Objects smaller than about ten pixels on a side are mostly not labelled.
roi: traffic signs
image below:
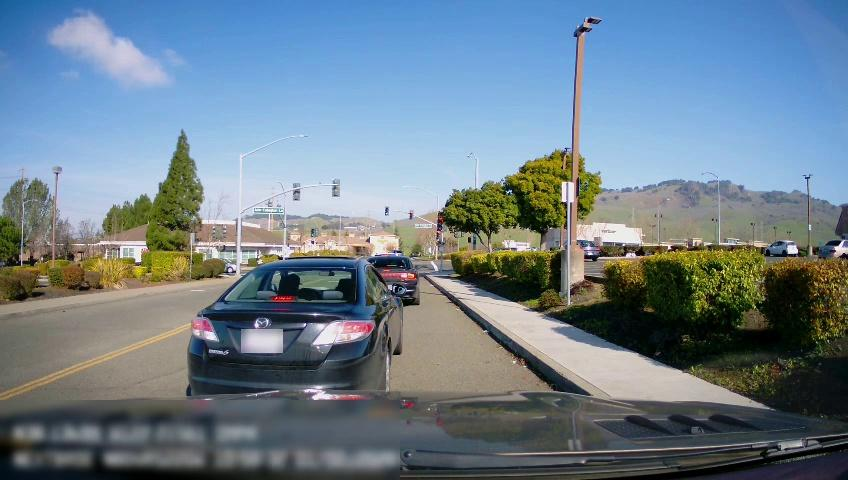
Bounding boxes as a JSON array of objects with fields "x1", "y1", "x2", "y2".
[
  {"x1": 414, "y1": 223, "x2": 433, "y2": 229},
  {"x1": 561, "y1": 181, "x2": 575, "y2": 203},
  {"x1": 252, "y1": 206, "x2": 286, "y2": 216},
  {"x1": 189, "y1": 232, "x2": 195, "y2": 243}
]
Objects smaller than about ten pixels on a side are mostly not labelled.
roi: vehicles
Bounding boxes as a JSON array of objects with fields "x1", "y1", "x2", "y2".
[
  {"x1": 764, "y1": 239, "x2": 799, "y2": 258},
  {"x1": 365, "y1": 255, "x2": 422, "y2": 306},
  {"x1": 563, "y1": 239, "x2": 602, "y2": 262},
  {"x1": 390, "y1": 249, "x2": 404, "y2": 257},
  {"x1": 818, "y1": 239, "x2": 848, "y2": 260},
  {"x1": 185, "y1": 254, "x2": 407, "y2": 397},
  {"x1": 218, "y1": 258, "x2": 237, "y2": 273}
]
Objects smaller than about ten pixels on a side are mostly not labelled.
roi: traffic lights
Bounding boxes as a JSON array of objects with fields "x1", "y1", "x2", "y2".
[
  {"x1": 331, "y1": 179, "x2": 341, "y2": 198},
  {"x1": 434, "y1": 228, "x2": 442, "y2": 240},
  {"x1": 211, "y1": 224, "x2": 219, "y2": 240},
  {"x1": 292, "y1": 183, "x2": 301, "y2": 201},
  {"x1": 435, "y1": 212, "x2": 445, "y2": 233},
  {"x1": 408, "y1": 209, "x2": 414, "y2": 220},
  {"x1": 384, "y1": 206, "x2": 390, "y2": 217},
  {"x1": 221, "y1": 223, "x2": 228, "y2": 239}
]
